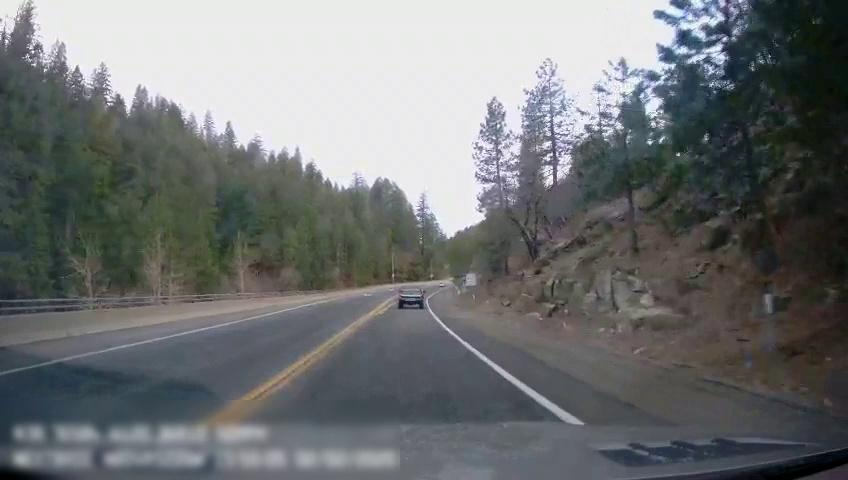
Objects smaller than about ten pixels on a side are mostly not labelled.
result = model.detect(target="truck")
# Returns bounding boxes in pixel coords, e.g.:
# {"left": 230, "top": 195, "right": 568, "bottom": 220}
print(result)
{"left": 398, "top": 283, "right": 425, "bottom": 310}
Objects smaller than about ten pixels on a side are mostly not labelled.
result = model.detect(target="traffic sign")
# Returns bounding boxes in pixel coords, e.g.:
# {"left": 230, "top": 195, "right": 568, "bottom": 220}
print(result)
{"left": 466, "top": 273, "right": 477, "bottom": 286}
